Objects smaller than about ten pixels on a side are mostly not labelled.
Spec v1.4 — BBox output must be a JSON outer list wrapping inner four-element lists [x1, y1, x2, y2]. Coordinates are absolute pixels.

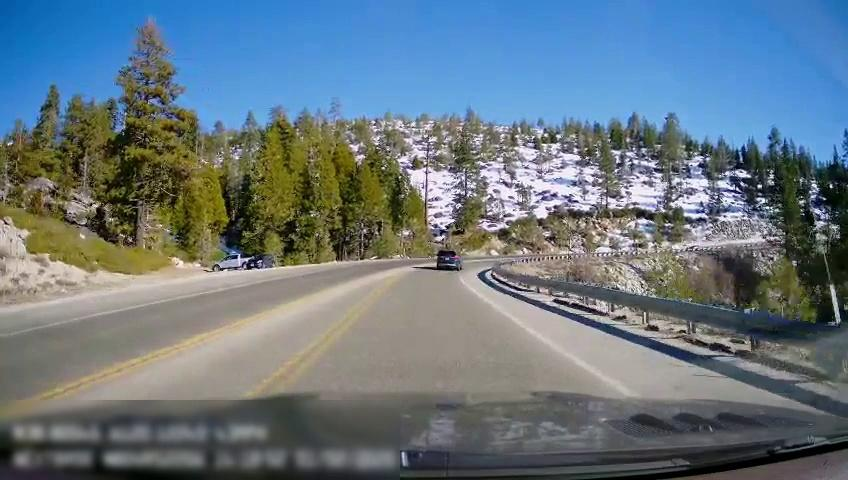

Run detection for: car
[[245, 254, 273, 271]]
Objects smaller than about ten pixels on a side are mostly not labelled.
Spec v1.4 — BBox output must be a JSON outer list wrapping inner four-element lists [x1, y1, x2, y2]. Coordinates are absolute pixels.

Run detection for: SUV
[[436, 249, 464, 271]]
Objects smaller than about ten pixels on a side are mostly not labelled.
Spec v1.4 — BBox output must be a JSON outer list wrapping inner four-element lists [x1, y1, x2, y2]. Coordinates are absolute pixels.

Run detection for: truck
[[210, 253, 249, 273]]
